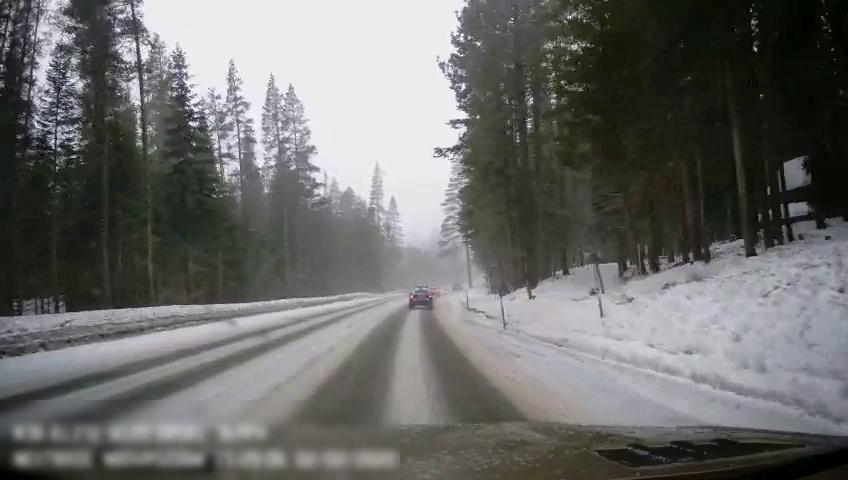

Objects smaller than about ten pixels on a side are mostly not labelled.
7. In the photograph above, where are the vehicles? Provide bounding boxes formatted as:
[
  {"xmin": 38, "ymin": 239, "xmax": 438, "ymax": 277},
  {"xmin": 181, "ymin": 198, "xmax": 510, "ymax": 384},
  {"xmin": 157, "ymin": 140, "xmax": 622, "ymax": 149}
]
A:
[
  {"xmin": 429, "ymin": 287, "xmax": 440, "ymax": 296},
  {"xmin": 408, "ymin": 284, "xmax": 435, "ymax": 310}
]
